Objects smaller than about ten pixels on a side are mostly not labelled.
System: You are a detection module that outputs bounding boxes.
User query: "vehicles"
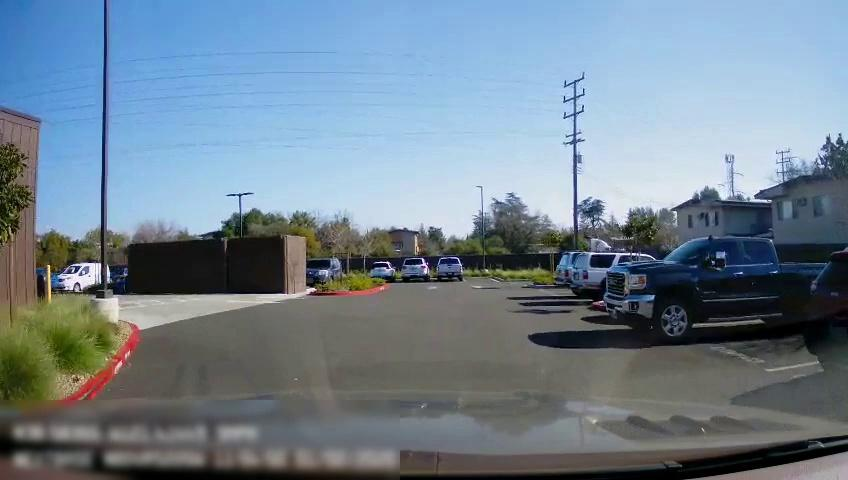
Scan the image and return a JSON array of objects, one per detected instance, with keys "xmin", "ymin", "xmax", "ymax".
[
  {"xmin": 55, "ymin": 263, "xmax": 110, "ymax": 293},
  {"xmin": 402, "ymin": 257, "xmax": 431, "ymax": 282},
  {"xmin": 605, "ymin": 233, "xmax": 828, "ymax": 342},
  {"xmin": 572, "ymin": 252, "xmax": 658, "ymax": 302},
  {"xmin": 306, "ymin": 257, "xmax": 343, "ymax": 287},
  {"xmin": 557, "ymin": 252, "xmax": 579, "ymax": 287},
  {"xmin": 437, "ymin": 257, "xmax": 464, "ymax": 280},
  {"xmin": 370, "ymin": 261, "xmax": 396, "ymax": 282},
  {"xmin": 50, "ymin": 272, "xmax": 62, "ymax": 289},
  {"xmin": 800, "ymin": 247, "xmax": 848, "ymax": 377}
]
